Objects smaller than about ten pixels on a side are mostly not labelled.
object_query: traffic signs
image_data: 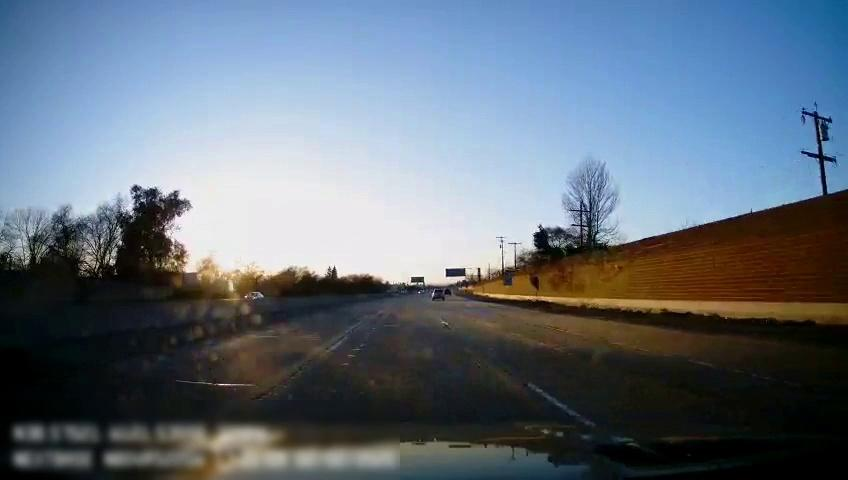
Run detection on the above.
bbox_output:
[445,268,466,277]
[503,272,513,286]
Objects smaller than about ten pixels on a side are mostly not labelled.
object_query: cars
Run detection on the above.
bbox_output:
[245,292,264,299]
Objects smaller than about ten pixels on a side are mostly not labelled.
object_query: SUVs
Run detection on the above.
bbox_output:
[432,289,445,301]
